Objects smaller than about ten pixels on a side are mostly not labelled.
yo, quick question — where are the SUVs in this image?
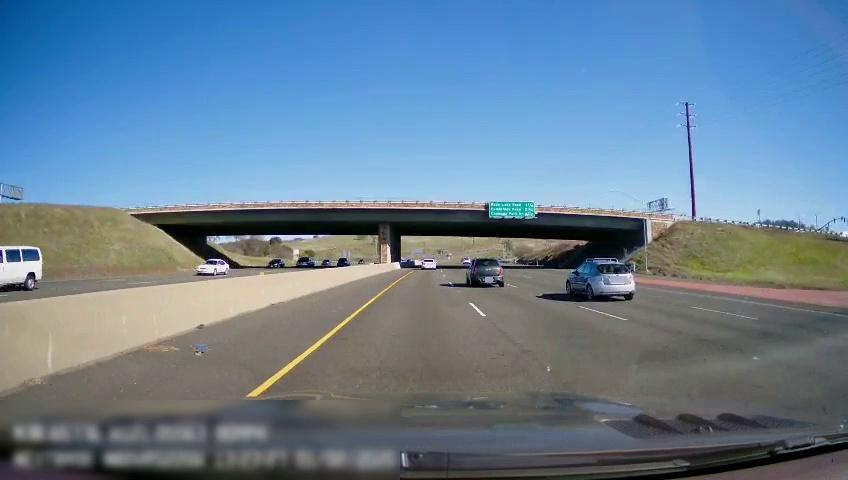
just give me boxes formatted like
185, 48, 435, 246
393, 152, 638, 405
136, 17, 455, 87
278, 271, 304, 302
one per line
421, 258, 436, 270
296, 256, 315, 267
336, 257, 351, 267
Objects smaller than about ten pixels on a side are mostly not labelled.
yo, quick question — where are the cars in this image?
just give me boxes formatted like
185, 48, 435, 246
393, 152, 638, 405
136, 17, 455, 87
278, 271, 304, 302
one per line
565, 263, 637, 302
466, 257, 505, 287
197, 258, 230, 275
266, 258, 285, 269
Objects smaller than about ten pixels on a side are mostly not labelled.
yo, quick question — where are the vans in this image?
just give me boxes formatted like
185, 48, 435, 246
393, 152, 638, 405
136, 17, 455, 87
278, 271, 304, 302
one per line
0, 246, 43, 291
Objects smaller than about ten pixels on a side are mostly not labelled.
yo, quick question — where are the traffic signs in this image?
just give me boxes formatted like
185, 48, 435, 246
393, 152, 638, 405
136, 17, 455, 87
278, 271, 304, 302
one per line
488, 200, 536, 218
